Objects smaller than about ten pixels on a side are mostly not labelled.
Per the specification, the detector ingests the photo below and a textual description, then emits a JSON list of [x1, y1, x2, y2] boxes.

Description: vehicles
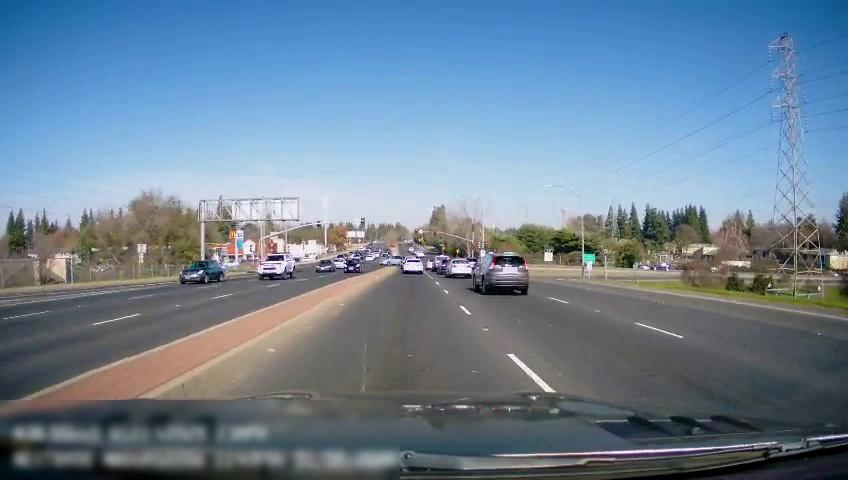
[[315, 260, 336, 273], [446, 259, 472, 278], [403, 259, 423, 274], [379, 256, 401, 267], [431, 255, 449, 273], [342, 258, 364, 274], [178, 260, 225, 285], [649, 260, 671, 272], [256, 254, 296, 281], [333, 257, 346, 269], [436, 259, 452, 276], [471, 253, 530, 296]]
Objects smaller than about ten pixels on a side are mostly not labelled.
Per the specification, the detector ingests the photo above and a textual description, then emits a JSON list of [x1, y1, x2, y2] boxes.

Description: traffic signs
[[584, 253, 596, 265]]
